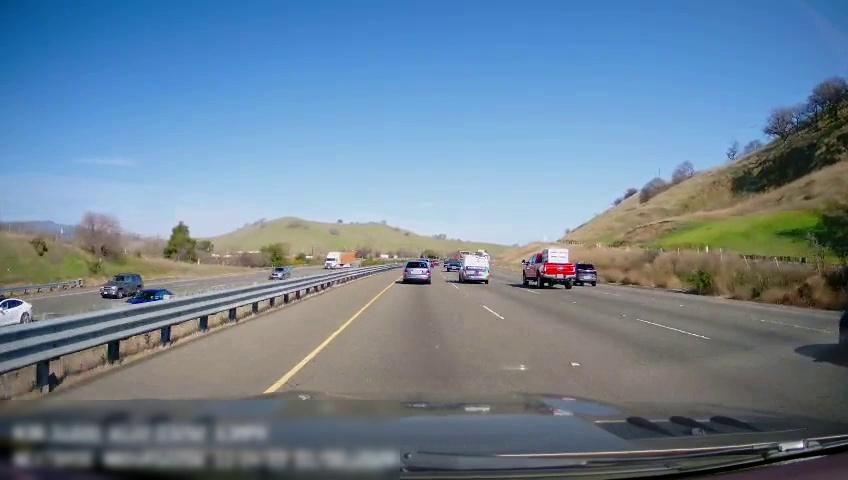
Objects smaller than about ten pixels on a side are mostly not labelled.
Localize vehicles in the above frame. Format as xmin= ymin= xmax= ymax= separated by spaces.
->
xmin=124 ymin=288 xmax=176 ymax=306
xmin=98 ymin=273 xmax=144 ymax=300
xmin=269 ymin=266 xmax=292 ymax=281
xmin=419 ymin=257 xmax=431 ymax=269
xmin=521 ymin=247 xmax=577 ymax=290
xmin=402 ymin=260 xmax=431 ymax=284
xmin=0 ymin=296 xmax=34 ymax=328
xmin=836 ymin=307 xmax=848 ymax=360
xmin=458 ymin=248 xmax=490 ymax=285
xmin=323 ymin=251 xmax=353 ymax=270
xmin=446 ymin=259 xmax=463 ymax=272
xmin=573 ymin=263 xmax=597 ymax=287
